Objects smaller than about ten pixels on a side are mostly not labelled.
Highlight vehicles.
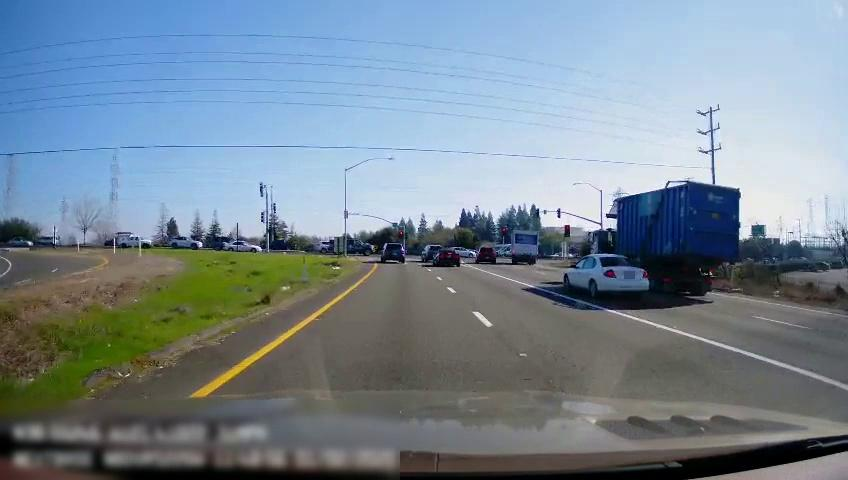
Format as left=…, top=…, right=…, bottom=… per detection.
left=269, top=239, right=294, bottom=253
left=34, top=235, right=60, bottom=248
left=562, top=253, right=650, bottom=302
left=346, top=237, right=377, bottom=257
left=207, top=237, right=228, bottom=252
left=7, top=237, right=35, bottom=248
left=431, top=250, right=462, bottom=268
left=116, top=233, right=153, bottom=250
left=420, top=243, right=443, bottom=264
left=311, top=241, right=331, bottom=255
left=222, top=239, right=262, bottom=253
left=170, top=235, right=204, bottom=250
left=475, top=246, right=497, bottom=265
left=578, top=181, right=743, bottom=297
left=379, top=242, right=407, bottom=264
left=454, top=246, right=475, bottom=257
left=509, top=229, right=540, bottom=266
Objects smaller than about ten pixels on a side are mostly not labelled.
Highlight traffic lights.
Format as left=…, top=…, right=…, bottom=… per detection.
left=556, top=207, right=561, bottom=219
left=564, top=225, right=571, bottom=237
left=500, top=226, right=508, bottom=237
left=260, top=211, right=264, bottom=222
left=535, top=207, right=540, bottom=218
left=259, top=182, right=264, bottom=197
left=272, top=202, right=277, bottom=213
